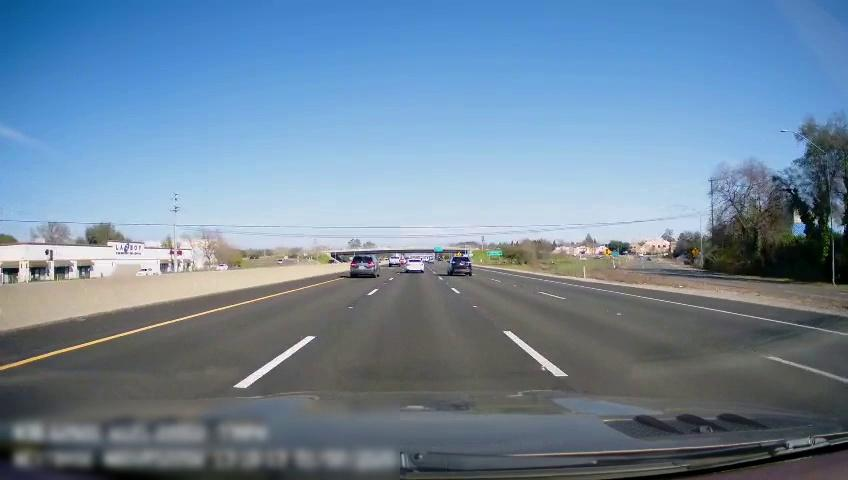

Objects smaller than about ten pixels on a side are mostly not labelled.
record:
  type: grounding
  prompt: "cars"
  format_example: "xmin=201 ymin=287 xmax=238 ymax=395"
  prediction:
xmin=405 ymin=258 xmax=424 ymax=273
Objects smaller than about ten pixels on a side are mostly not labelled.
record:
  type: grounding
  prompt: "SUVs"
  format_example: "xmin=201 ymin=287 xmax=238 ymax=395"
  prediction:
xmin=349 ymin=254 xmax=380 ymax=279
xmin=448 ymin=256 xmax=474 ymax=276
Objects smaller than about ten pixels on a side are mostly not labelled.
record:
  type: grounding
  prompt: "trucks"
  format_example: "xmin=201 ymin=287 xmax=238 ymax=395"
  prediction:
xmin=389 ymin=256 xmax=402 ymax=268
